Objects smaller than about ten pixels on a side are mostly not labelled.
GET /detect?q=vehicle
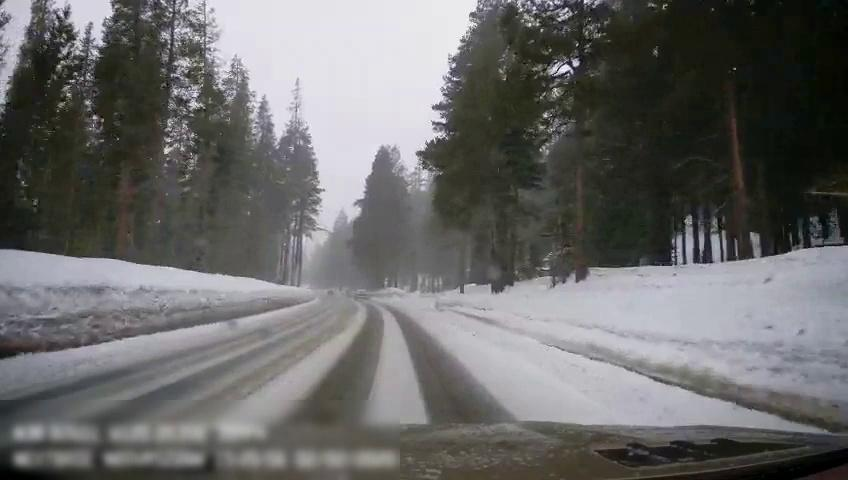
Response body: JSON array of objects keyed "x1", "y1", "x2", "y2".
[{"x1": 353, "y1": 288, "x2": 370, "y2": 301}]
